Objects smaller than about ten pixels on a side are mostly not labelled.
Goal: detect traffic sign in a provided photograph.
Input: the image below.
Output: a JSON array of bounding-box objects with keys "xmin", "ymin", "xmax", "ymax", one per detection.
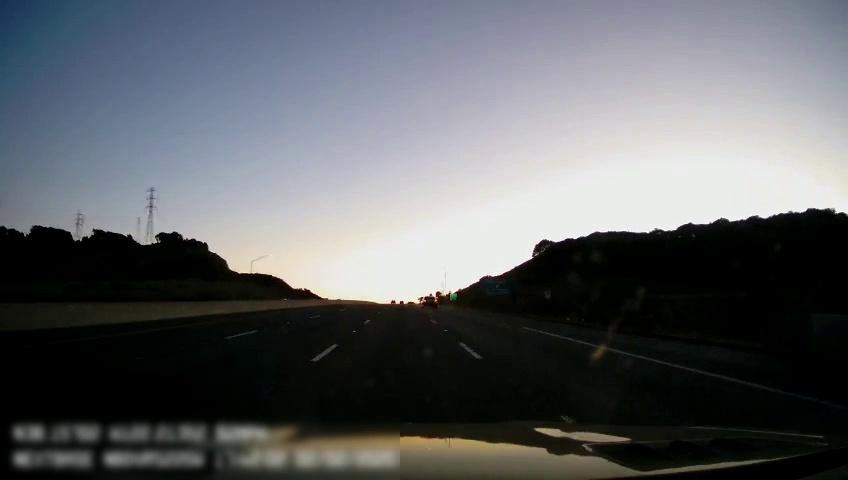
[{"xmin": 486, "ymin": 280, "xmax": 511, "ymax": 295}]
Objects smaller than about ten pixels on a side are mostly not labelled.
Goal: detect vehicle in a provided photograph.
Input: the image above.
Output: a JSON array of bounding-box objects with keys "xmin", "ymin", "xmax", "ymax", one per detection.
[{"xmin": 420, "ymin": 296, "xmax": 438, "ymax": 308}]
